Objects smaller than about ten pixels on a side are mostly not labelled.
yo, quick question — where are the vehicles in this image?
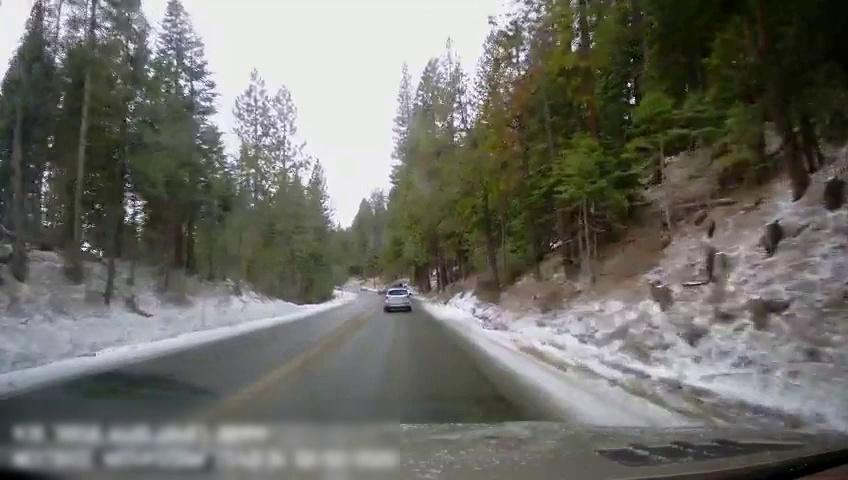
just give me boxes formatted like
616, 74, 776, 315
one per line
390, 284, 407, 289
384, 288, 412, 312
